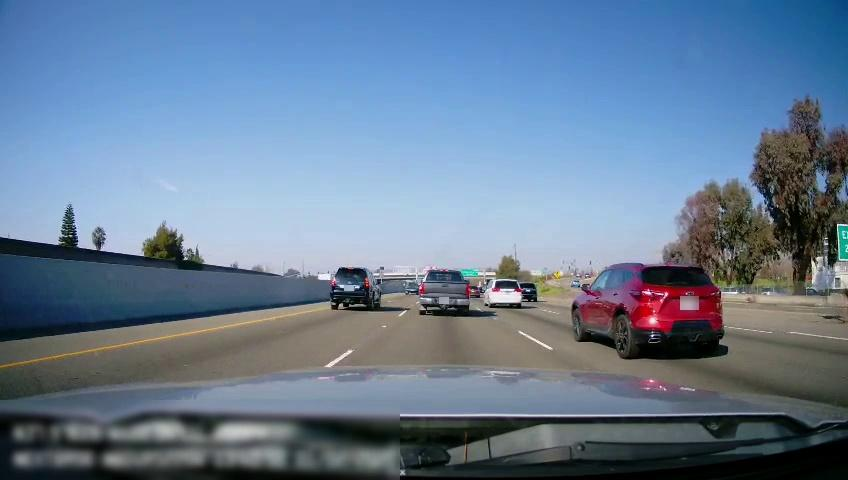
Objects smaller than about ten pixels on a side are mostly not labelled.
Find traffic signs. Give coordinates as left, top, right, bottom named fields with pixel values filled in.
left=838, top=224, right=848, bottom=262
left=379, top=266, right=386, bottom=279
left=463, top=269, right=480, bottom=277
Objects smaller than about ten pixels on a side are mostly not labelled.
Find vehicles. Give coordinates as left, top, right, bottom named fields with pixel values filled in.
left=470, top=286, right=481, bottom=298
left=417, top=268, right=471, bottom=317
left=571, top=262, right=725, bottom=360
left=329, top=266, right=382, bottom=312
left=404, top=281, right=420, bottom=295
left=518, top=282, right=539, bottom=303
left=482, top=278, right=524, bottom=310
left=315, top=273, right=335, bottom=282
